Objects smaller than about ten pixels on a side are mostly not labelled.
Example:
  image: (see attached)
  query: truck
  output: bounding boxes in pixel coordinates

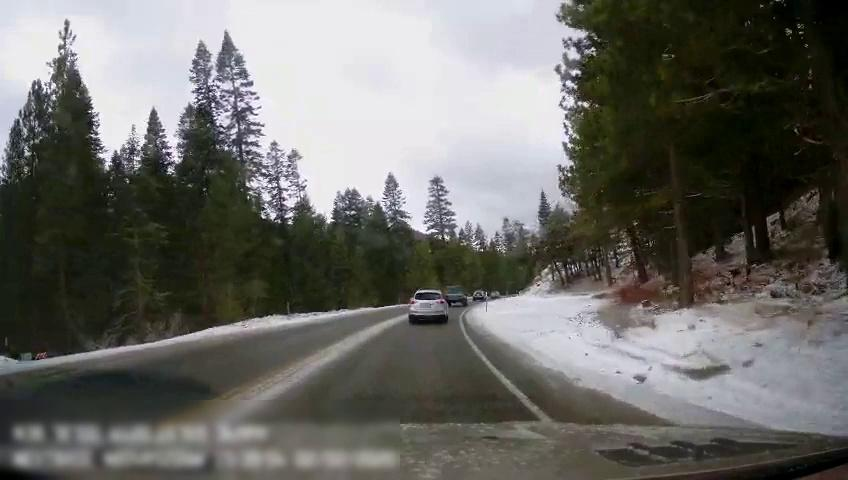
[445,286,468,306]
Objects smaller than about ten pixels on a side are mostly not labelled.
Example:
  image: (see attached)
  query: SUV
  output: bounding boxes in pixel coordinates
[409,290,448,323]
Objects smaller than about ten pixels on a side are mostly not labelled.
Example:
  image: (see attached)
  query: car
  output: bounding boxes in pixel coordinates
[472,290,485,301]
